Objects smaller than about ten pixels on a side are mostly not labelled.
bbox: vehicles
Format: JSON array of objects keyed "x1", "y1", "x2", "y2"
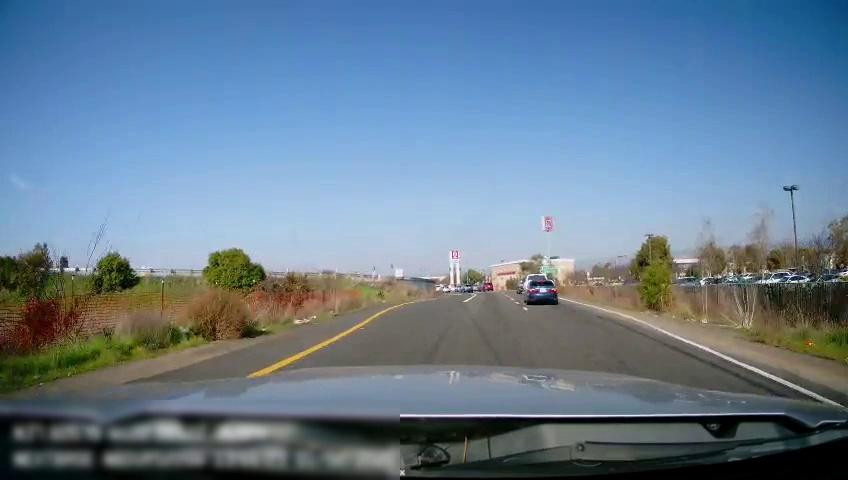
[
  {"x1": 524, "y1": 280, "x2": 558, "y2": 305},
  {"x1": 463, "y1": 284, "x2": 473, "y2": 293},
  {"x1": 523, "y1": 273, "x2": 549, "y2": 292},
  {"x1": 480, "y1": 282, "x2": 493, "y2": 291},
  {"x1": 516, "y1": 279, "x2": 525, "y2": 294}
]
